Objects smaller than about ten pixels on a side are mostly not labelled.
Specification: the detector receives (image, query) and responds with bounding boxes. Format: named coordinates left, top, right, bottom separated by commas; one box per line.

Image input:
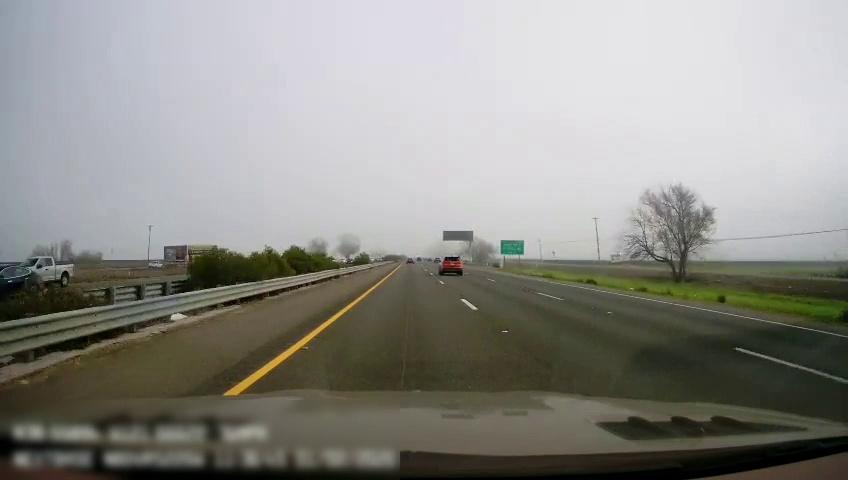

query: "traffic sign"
left=500, top=239, right=525, bottom=256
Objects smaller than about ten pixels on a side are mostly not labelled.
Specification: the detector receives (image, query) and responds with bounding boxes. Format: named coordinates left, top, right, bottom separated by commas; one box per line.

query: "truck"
left=20, top=255, right=74, bottom=288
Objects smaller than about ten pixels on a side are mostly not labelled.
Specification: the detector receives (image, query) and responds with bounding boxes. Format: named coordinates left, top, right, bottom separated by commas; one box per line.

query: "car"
left=0, top=265, right=44, bottom=298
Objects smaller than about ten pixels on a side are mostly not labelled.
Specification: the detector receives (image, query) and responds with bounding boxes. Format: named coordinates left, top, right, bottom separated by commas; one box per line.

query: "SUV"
left=437, top=256, right=465, bottom=277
